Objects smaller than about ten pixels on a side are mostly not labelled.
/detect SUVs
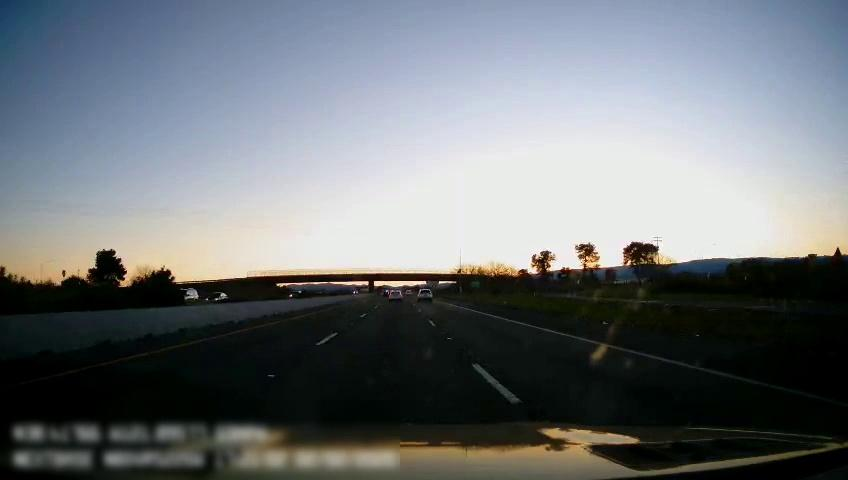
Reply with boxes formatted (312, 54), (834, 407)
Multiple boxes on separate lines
(417, 289), (434, 302)
(180, 287), (199, 303)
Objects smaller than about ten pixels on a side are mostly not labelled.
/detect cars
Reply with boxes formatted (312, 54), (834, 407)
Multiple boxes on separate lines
(387, 289), (403, 301)
(205, 291), (227, 303)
